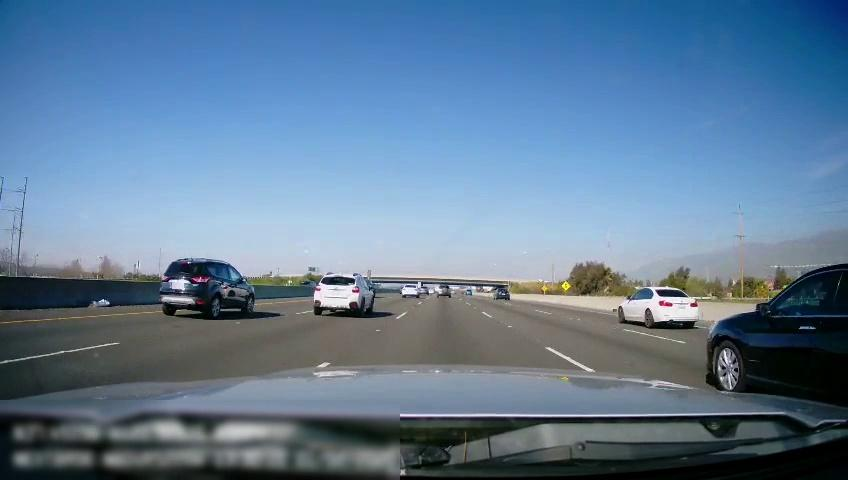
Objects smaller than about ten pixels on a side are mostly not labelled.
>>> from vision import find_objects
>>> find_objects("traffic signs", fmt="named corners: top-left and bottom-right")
top-left (560, 280), bottom-right (572, 292)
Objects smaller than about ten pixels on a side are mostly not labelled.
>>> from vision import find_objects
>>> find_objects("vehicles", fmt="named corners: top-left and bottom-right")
top-left (294, 280), bottom-right (318, 288)
top-left (418, 286), bottom-right (429, 295)
top-left (365, 283), bottom-right (376, 299)
top-left (616, 286), bottom-right (699, 329)
top-left (158, 257), bottom-right (256, 321)
top-left (493, 287), bottom-right (511, 301)
top-left (401, 283), bottom-right (420, 298)
top-left (436, 284), bottom-right (452, 299)
top-left (704, 262), bottom-right (848, 409)
top-left (312, 271), bottom-right (376, 317)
